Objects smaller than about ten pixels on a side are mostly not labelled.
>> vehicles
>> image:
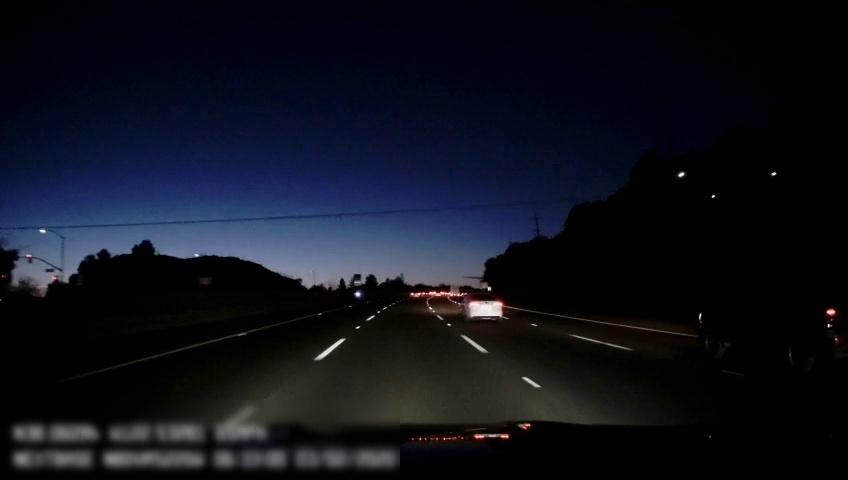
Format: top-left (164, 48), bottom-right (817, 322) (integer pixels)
top-left (697, 274), bottom-right (848, 377)
top-left (450, 284), bottom-right (460, 299)
top-left (459, 292), bottom-right (503, 321)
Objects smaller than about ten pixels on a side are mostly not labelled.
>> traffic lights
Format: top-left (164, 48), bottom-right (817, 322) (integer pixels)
top-left (28, 253), bottom-right (32, 264)
top-left (1, 274), bottom-right (5, 285)
top-left (53, 276), bottom-right (57, 287)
